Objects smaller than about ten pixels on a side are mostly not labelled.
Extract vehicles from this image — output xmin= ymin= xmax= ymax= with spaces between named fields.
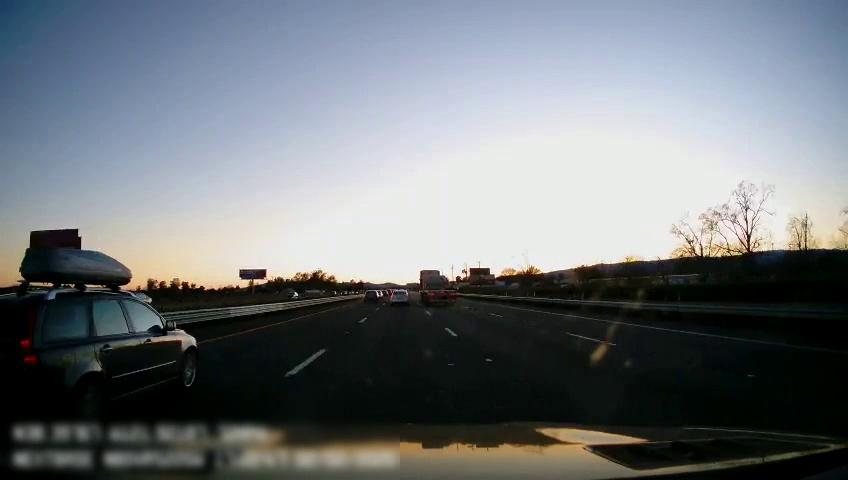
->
xmin=390 ymin=289 xmax=410 ymax=305
xmin=0 ymin=247 xmax=199 ymax=436
xmin=134 ymin=292 xmax=155 ymax=306
xmin=419 ymin=270 xmax=456 ymax=306
xmin=363 ymin=290 xmax=381 ymax=305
